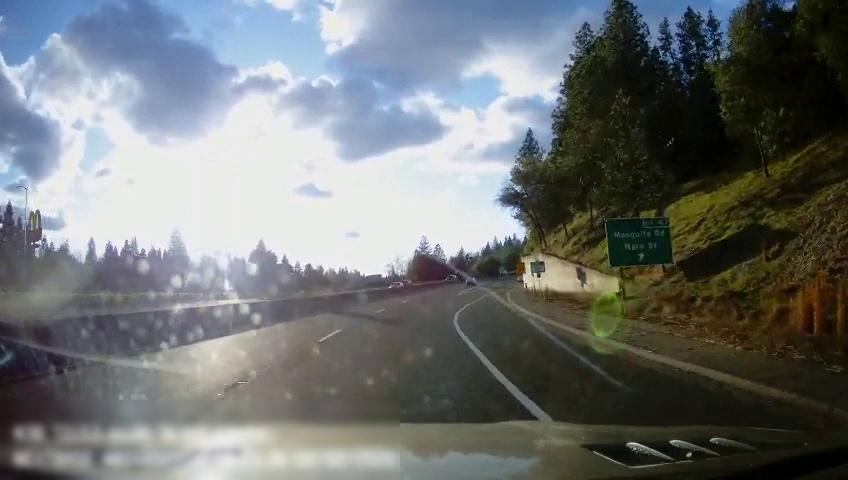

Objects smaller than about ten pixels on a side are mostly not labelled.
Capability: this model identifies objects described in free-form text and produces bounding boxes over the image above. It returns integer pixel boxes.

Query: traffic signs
[605,217,674,267]
[515,261,527,275]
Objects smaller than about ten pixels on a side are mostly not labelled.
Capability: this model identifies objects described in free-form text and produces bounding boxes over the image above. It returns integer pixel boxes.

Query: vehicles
[401,280,412,288]
[388,281,405,289]
[465,276,478,287]
[444,274,458,282]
